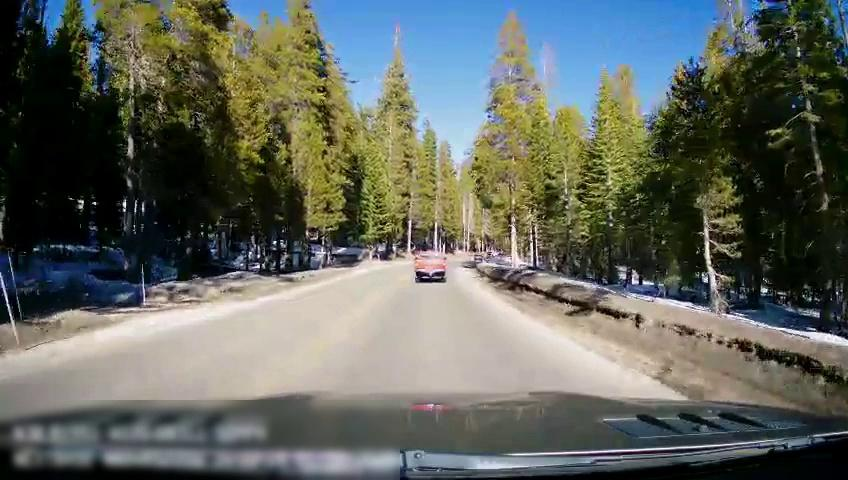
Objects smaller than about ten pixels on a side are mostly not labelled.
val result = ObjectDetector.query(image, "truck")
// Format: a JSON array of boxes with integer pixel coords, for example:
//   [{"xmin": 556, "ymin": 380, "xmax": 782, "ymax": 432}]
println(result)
[{"xmin": 414, "ymin": 252, "xmax": 446, "ymax": 284}]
